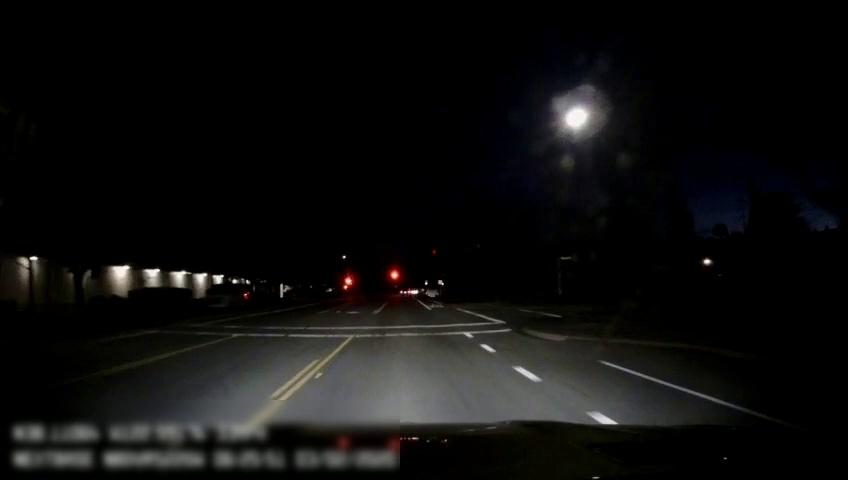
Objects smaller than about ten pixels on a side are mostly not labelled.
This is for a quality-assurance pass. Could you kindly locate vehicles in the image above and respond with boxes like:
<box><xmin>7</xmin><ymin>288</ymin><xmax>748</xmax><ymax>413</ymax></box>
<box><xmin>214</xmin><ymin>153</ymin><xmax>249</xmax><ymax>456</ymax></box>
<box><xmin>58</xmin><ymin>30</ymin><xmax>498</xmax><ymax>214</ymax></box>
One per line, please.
<box><xmin>203</xmin><ymin>283</ymin><xmax>253</xmax><ymax>312</ymax></box>
<box><xmin>424</xmin><ymin>290</ymin><xmax>440</xmax><ymax>299</ymax></box>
